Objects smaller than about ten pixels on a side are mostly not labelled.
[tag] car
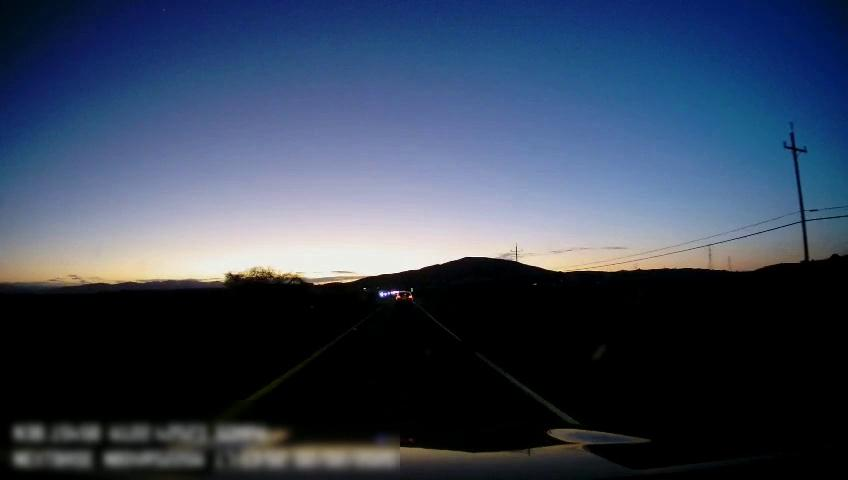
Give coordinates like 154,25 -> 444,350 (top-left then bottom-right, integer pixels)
395,291 -> 414,305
